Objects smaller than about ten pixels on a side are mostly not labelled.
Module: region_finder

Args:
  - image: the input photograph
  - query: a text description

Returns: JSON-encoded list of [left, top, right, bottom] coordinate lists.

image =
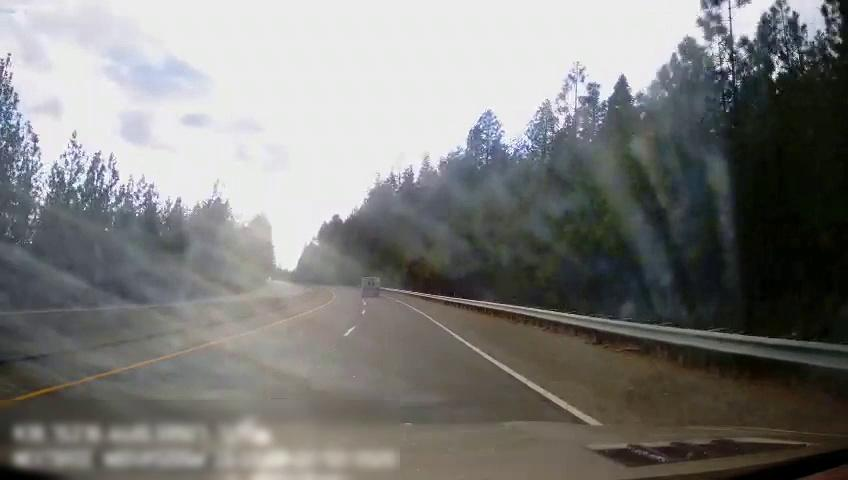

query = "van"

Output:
[[361, 276, 381, 298]]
